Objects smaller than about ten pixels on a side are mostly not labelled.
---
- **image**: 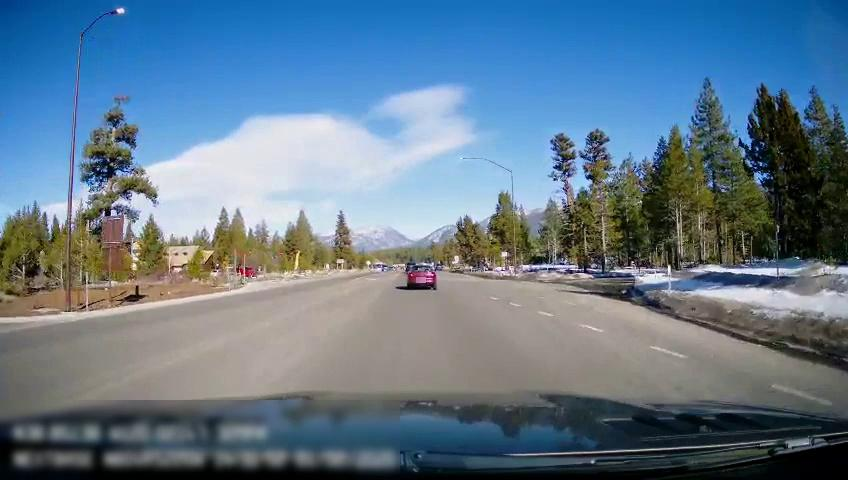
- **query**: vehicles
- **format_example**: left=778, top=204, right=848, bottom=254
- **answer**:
left=240, top=266, right=257, bottom=278
left=406, top=262, right=417, bottom=272
left=407, top=264, right=438, bottom=289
